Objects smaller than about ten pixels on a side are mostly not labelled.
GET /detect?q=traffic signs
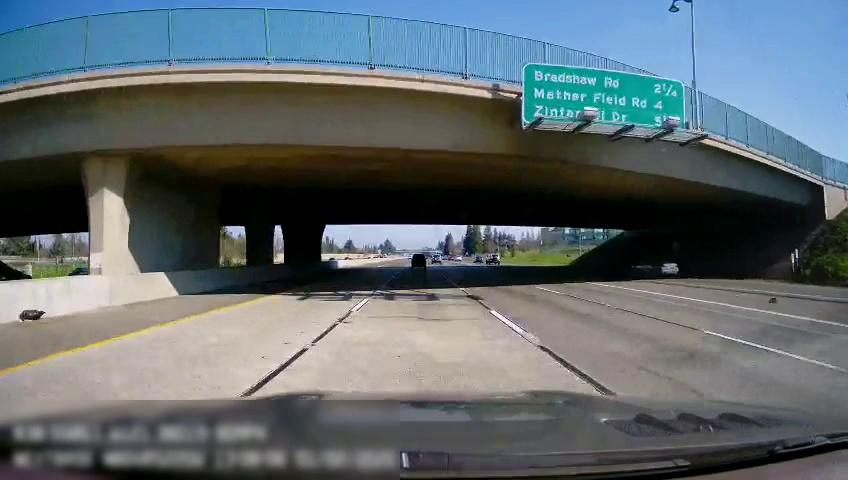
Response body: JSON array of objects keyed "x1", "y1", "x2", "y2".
[{"x1": 521, "y1": 62, "x2": 686, "y2": 134}]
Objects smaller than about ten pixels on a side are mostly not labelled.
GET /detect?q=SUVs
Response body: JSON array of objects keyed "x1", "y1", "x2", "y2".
[
  {"x1": 485, "y1": 254, "x2": 501, "y2": 266},
  {"x1": 410, "y1": 253, "x2": 427, "y2": 268}
]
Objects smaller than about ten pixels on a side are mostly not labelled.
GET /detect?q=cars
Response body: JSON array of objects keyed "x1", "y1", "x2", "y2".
[
  {"x1": 432, "y1": 254, "x2": 443, "y2": 264},
  {"x1": 629, "y1": 256, "x2": 680, "y2": 279},
  {"x1": 68, "y1": 267, "x2": 89, "y2": 276}
]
